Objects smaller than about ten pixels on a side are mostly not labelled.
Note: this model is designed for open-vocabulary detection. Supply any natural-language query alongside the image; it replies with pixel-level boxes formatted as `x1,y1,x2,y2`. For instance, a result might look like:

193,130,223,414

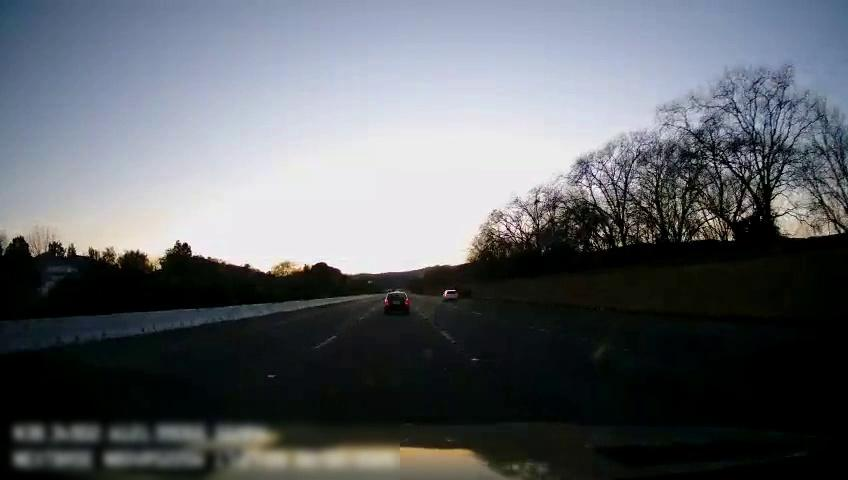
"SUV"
442,290,459,302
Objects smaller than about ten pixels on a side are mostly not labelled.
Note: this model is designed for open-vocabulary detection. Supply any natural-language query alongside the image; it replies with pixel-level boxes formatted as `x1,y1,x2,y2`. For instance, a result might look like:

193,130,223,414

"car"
382,291,410,314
